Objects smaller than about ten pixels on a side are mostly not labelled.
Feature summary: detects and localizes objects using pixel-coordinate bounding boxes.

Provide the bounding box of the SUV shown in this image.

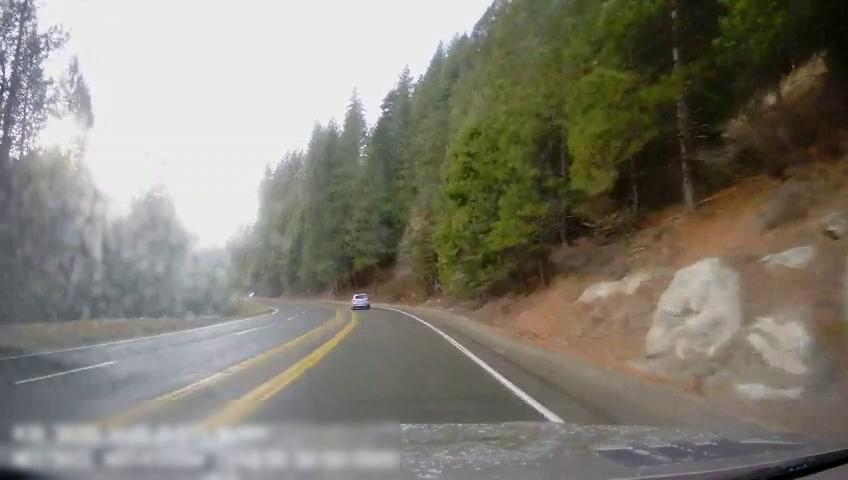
[350,293,371,310]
